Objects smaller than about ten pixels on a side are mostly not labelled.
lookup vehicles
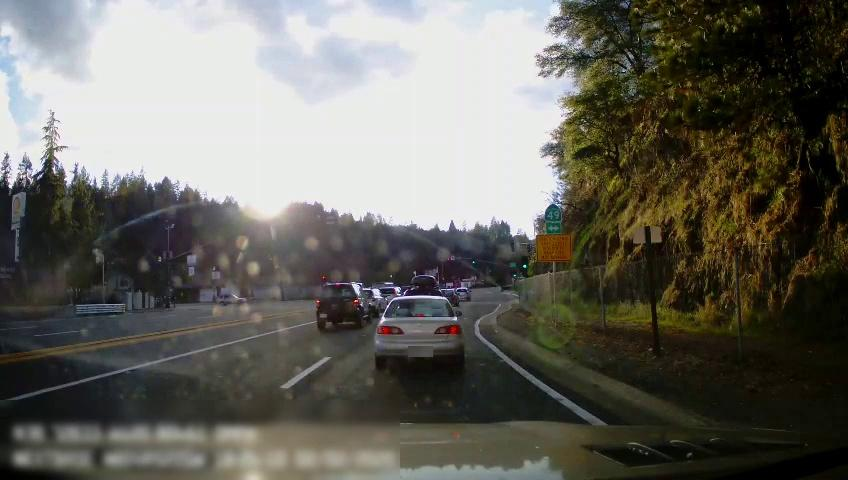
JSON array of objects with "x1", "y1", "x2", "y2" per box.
[
  {"x1": 316, "y1": 282, "x2": 374, "y2": 330},
  {"x1": 216, "y1": 290, "x2": 246, "y2": 306},
  {"x1": 441, "y1": 288, "x2": 461, "y2": 307},
  {"x1": 372, "y1": 282, "x2": 394, "y2": 289},
  {"x1": 407, "y1": 275, "x2": 443, "y2": 297},
  {"x1": 373, "y1": 296, "x2": 466, "y2": 372},
  {"x1": 455, "y1": 287, "x2": 472, "y2": 302},
  {"x1": 361, "y1": 287, "x2": 389, "y2": 318}
]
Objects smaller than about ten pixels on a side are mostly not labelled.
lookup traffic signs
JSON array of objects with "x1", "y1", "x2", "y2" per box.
[
  {"x1": 543, "y1": 221, "x2": 562, "y2": 235},
  {"x1": 535, "y1": 234, "x2": 573, "y2": 262},
  {"x1": 544, "y1": 203, "x2": 562, "y2": 221}
]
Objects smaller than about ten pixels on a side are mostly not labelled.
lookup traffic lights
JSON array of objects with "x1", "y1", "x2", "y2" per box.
[{"x1": 520, "y1": 255, "x2": 530, "y2": 273}]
